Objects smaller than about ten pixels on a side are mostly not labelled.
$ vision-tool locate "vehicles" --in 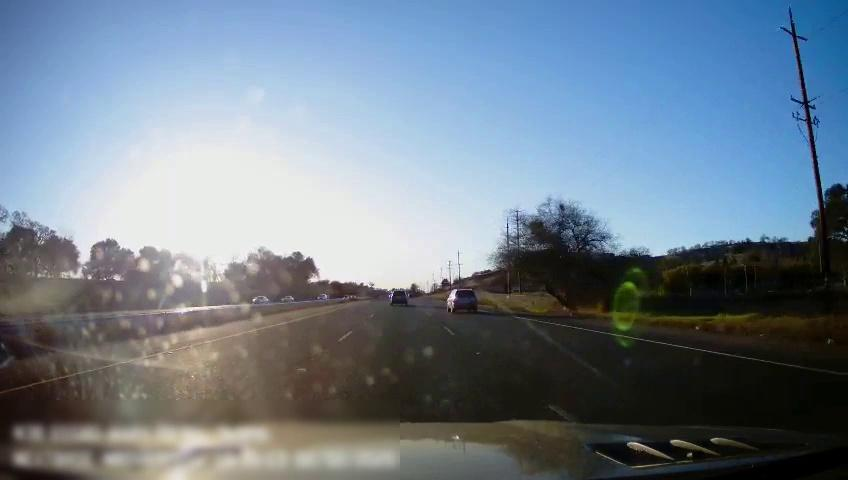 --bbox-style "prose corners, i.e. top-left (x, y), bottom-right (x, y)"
top-left (280, 295), bottom-right (295, 304)
top-left (446, 288), bottom-right (478, 315)
top-left (316, 293), bottom-right (328, 301)
top-left (389, 289), bottom-right (408, 307)
top-left (251, 295), bottom-right (269, 304)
